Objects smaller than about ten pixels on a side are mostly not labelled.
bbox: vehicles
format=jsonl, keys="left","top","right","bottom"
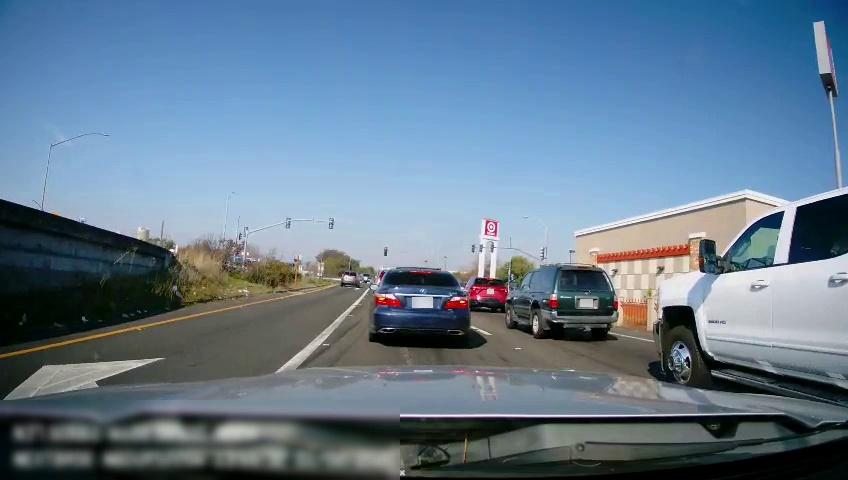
{"left": 652, "top": 185, "right": 848, "bottom": 409}
{"left": 367, "top": 266, "right": 472, "bottom": 343}
{"left": 461, "top": 275, "right": 510, "bottom": 314}
{"left": 340, "top": 271, "right": 360, "bottom": 289}
{"left": 504, "top": 263, "right": 620, "bottom": 340}
{"left": 375, "top": 270, "right": 391, "bottom": 289}
{"left": 354, "top": 273, "right": 373, "bottom": 284}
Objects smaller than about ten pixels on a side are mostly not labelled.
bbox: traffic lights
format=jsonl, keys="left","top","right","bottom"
{"left": 383, "top": 246, "right": 388, "bottom": 257}
{"left": 471, "top": 243, "right": 476, "bottom": 254}
{"left": 539, "top": 246, "right": 546, "bottom": 261}
{"left": 285, "top": 217, "right": 292, "bottom": 229}
{"left": 490, "top": 242, "right": 495, "bottom": 254}
{"left": 328, "top": 217, "right": 335, "bottom": 230}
